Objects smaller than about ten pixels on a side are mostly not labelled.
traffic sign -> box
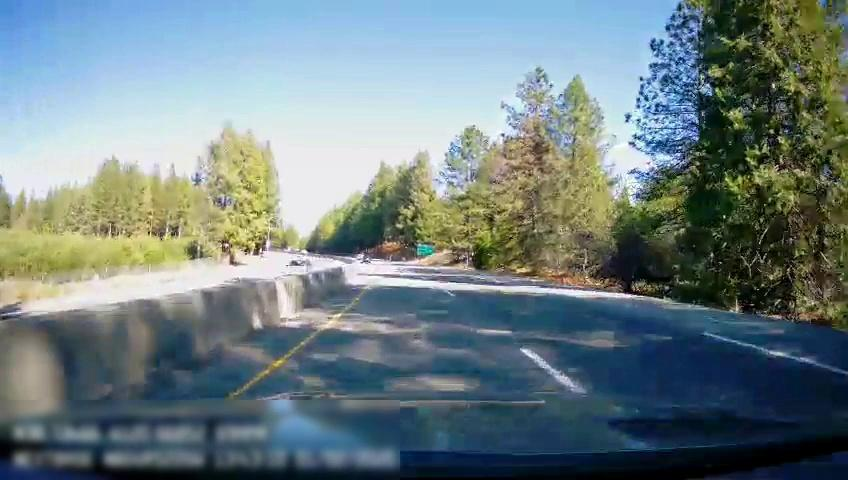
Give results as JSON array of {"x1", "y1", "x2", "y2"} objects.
[{"x1": 416, "y1": 244, "x2": 433, "y2": 256}]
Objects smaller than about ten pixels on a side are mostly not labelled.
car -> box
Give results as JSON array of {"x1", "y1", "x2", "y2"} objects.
[{"x1": 359, "y1": 254, "x2": 372, "y2": 265}]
